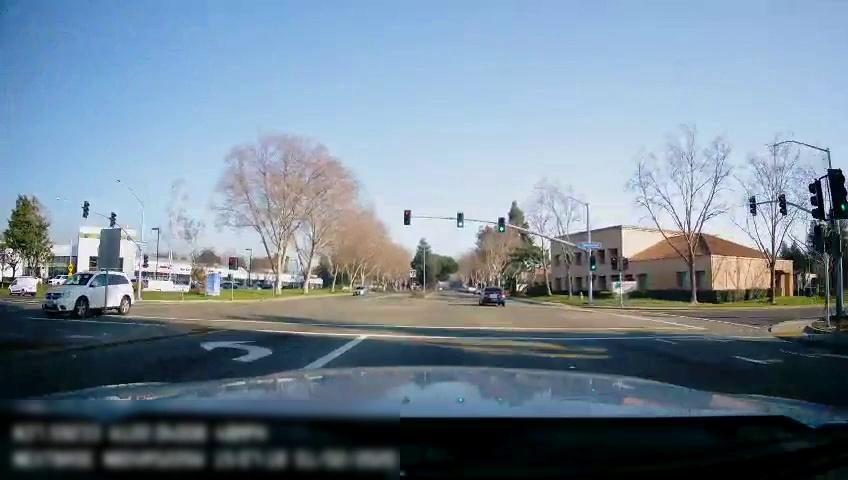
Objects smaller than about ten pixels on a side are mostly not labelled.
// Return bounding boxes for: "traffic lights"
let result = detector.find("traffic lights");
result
[811,224,828,254]
[497,216,506,233]
[232,257,240,271]
[403,209,412,226]
[826,168,848,220]
[621,257,630,271]
[610,255,620,271]
[456,211,465,229]
[808,179,826,221]
[228,256,235,271]
[109,211,118,228]
[82,200,91,219]
[824,231,842,257]
[589,254,598,273]
[749,195,758,217]
[777,194,788,216]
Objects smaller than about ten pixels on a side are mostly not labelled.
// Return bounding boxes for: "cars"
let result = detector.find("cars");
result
[462,284,478,294]
[478,286,507,307]
[352,285,369,297]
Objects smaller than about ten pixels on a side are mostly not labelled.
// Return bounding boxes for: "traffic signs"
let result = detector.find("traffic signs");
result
[576,241,603,250]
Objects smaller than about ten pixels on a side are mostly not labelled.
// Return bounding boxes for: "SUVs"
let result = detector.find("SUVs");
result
[43,270,136,322]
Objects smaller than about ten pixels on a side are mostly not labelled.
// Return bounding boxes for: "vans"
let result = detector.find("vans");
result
[7,277,38,297]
